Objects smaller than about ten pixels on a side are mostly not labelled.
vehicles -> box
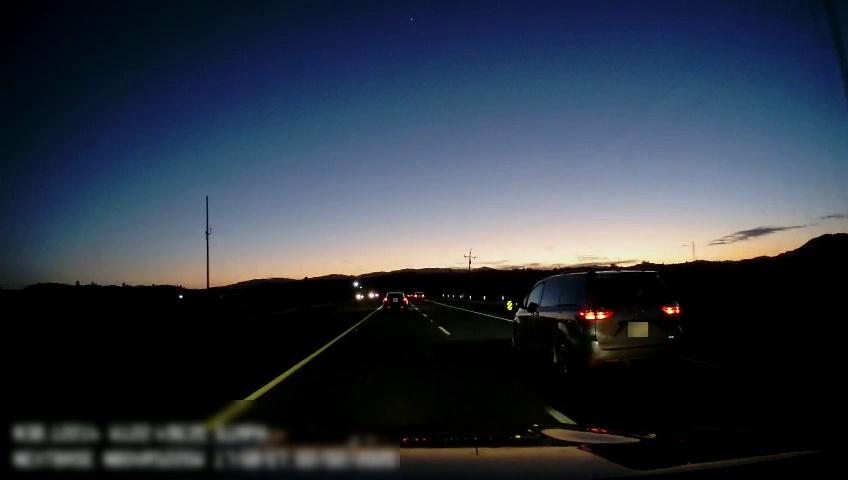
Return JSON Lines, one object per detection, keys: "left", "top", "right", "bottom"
{"left": 511, "top": 269, "right": 685, "bottom": 381}
{"left": 413, "top": 291, "right": 426, "bottom": 302}
{"left": 382, "top": 291, "right": 408, "bottom": 313}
